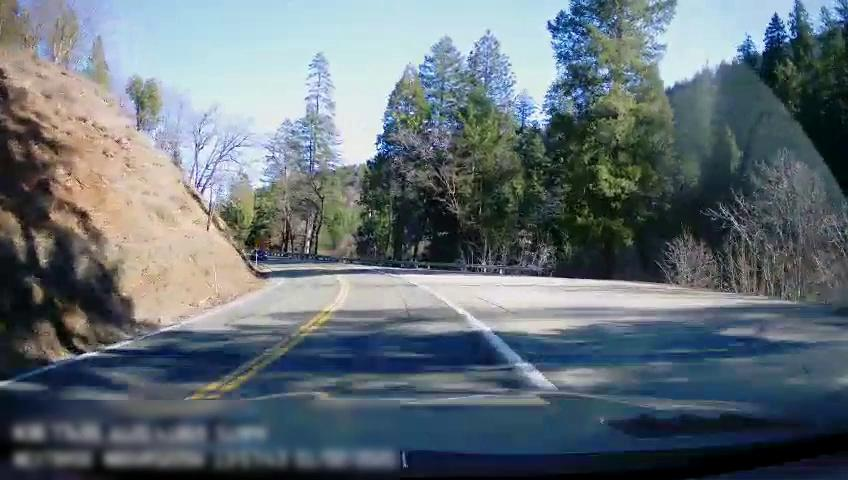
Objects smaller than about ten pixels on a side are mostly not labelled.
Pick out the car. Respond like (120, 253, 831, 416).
(252, 250, 268, 260)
